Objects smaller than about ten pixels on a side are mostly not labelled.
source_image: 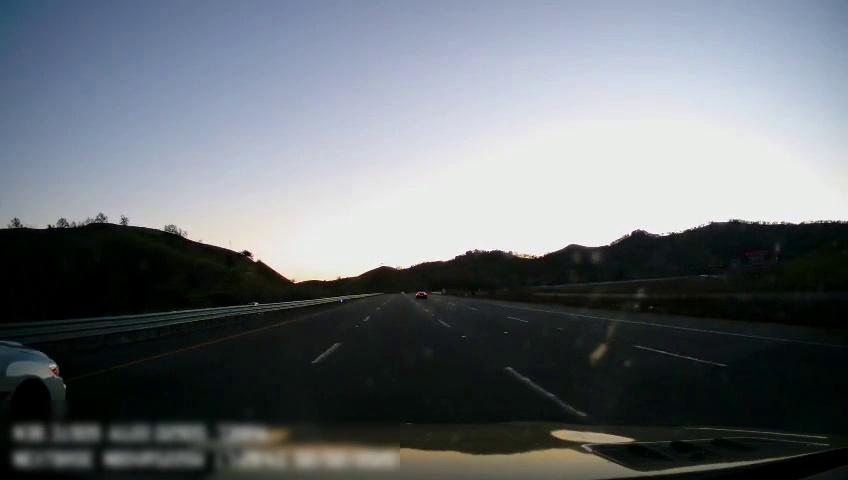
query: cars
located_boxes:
[416,291,427,300]
[0,336,68,443]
